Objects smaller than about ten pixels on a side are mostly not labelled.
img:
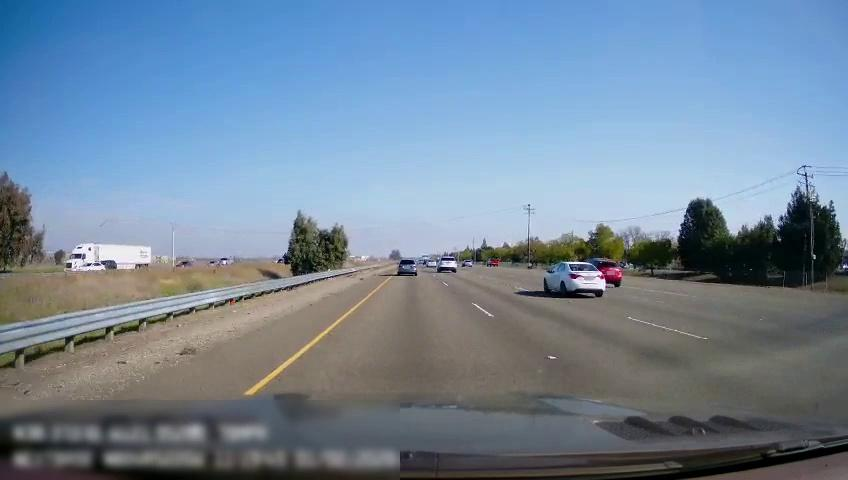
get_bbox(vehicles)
[461,259,473,268]
[99,259,118,272]
[486,258,500,267]
[543,261,606,299]
[76,261,106,273]
[585,259,623,288]
[175,260,193,270]
[63,243,152,273]
[207,258,219,268]
[216,257,232,267]
[425,258,437,269]
[436,256,458,273]
[397,259,419,277]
